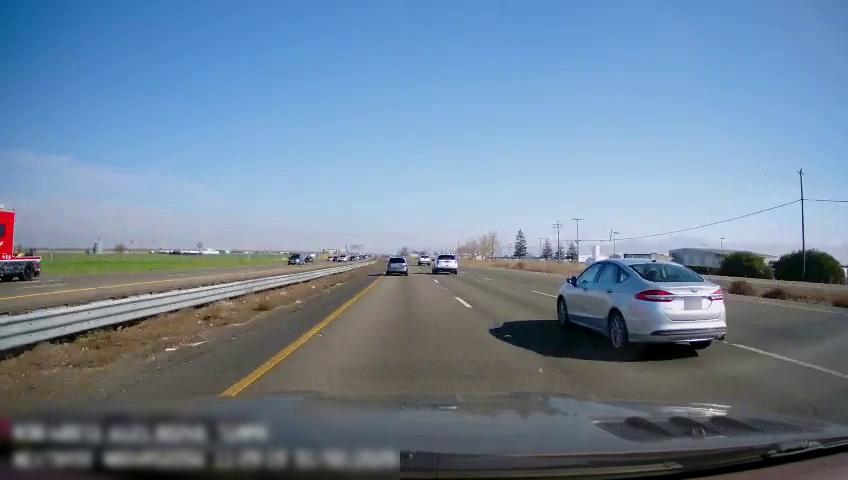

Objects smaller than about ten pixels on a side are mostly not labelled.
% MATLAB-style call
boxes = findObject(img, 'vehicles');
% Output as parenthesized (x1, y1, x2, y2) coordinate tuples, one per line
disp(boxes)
(332, 256, 340, 262)
(417, 255, 430, 266)
(431, 255, 458, 275)
(385, 256, 408, 276)
(288, 254, 306, 266)
(338, 255, 349, 263)
(0, 208, 42, 282)
(555, 259, 728, 356)
(305, 256, 315, 264)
